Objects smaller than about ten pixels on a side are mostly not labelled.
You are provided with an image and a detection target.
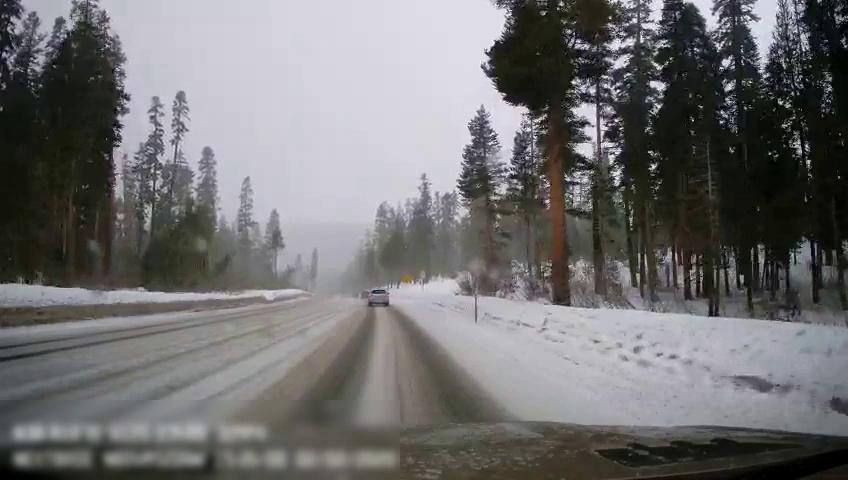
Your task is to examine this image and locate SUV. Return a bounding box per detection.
[367,288,390,308]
